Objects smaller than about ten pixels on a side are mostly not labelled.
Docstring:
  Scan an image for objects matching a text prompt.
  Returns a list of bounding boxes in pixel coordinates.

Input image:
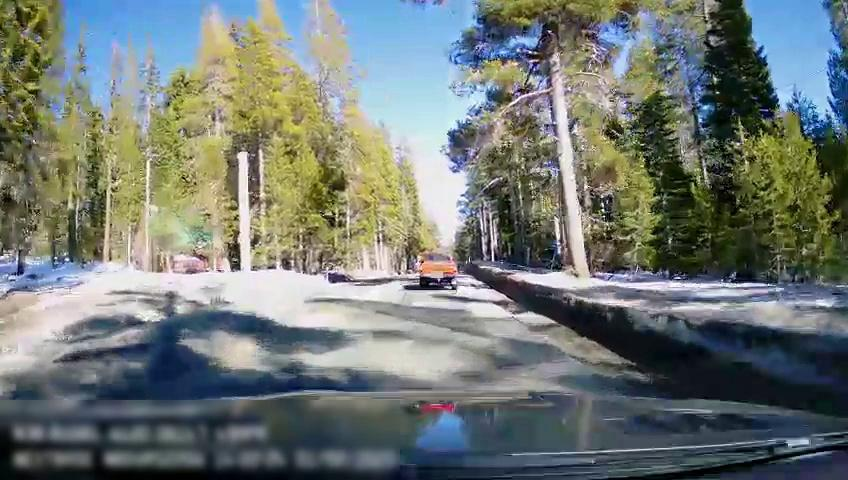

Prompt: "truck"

[419,252,458,291]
